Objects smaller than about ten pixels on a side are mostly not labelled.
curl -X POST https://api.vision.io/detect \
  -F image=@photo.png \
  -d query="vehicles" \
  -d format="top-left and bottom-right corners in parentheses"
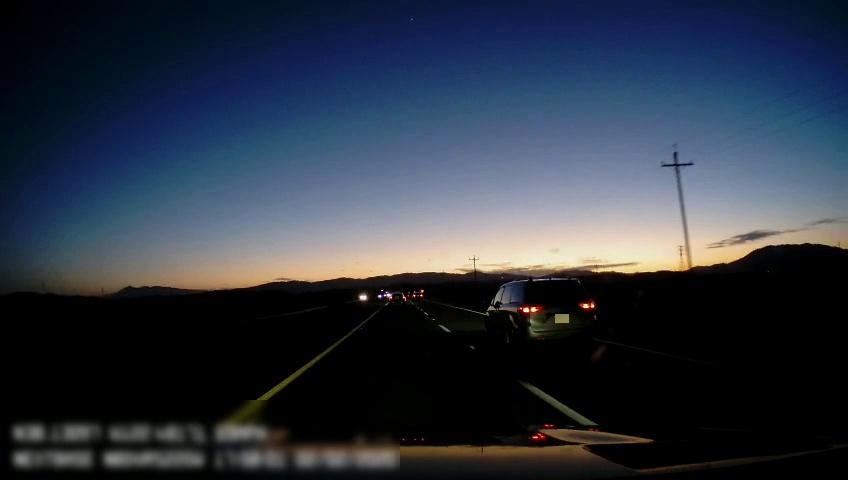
top-left (482, 277), bottom-right (597, 349)
top-left (411, 291), bottom-right (424, 302)
top-left (389, 292), bottom-right (407, 306)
